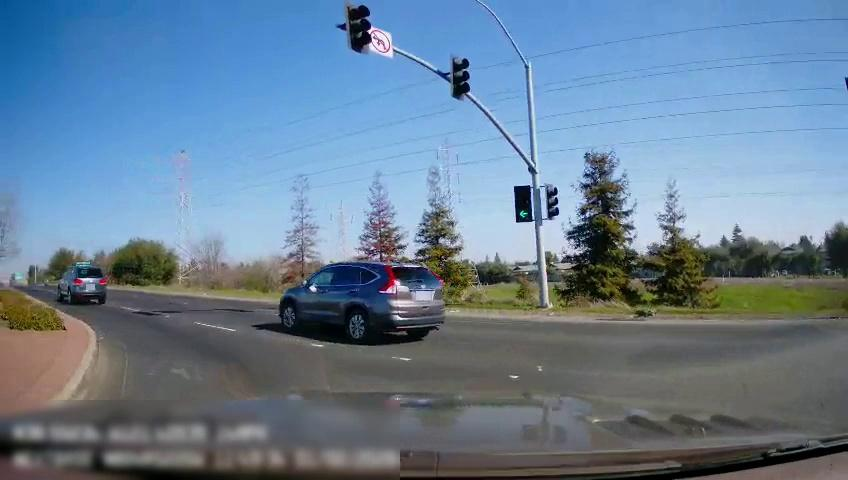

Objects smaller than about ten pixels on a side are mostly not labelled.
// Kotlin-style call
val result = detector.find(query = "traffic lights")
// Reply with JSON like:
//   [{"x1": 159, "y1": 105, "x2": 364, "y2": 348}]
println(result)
[
  {"x1": 451, "y1": 55, "x2": 472, "y2": 100},
  {"x1": 346, "y1": 4, "x2": 371, "y2": 53},
  {"x1": 545, "y1": 183, "x2": 561, "y2": 219},
  {"x1": 513, "y1": 185, "x2": 533, "y2": 223}
]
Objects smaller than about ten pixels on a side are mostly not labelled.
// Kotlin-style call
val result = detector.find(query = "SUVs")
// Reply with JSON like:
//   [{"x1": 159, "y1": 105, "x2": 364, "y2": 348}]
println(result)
[
  {"x1": 277, "y1": 260, "x2": 446, "y2": 344},
  {"x1": 56, "y1": 267, "x2": 108, "y2": 306}
]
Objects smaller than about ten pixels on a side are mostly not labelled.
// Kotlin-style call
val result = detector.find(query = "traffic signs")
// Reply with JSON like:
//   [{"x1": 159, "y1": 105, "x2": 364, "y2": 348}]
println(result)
[
  {"x1": 75, "y1": 261, "x2": 91, "y2": 267},
  {"x1": 370, "y1": 26, "x2": 393, "y2": 57}
]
